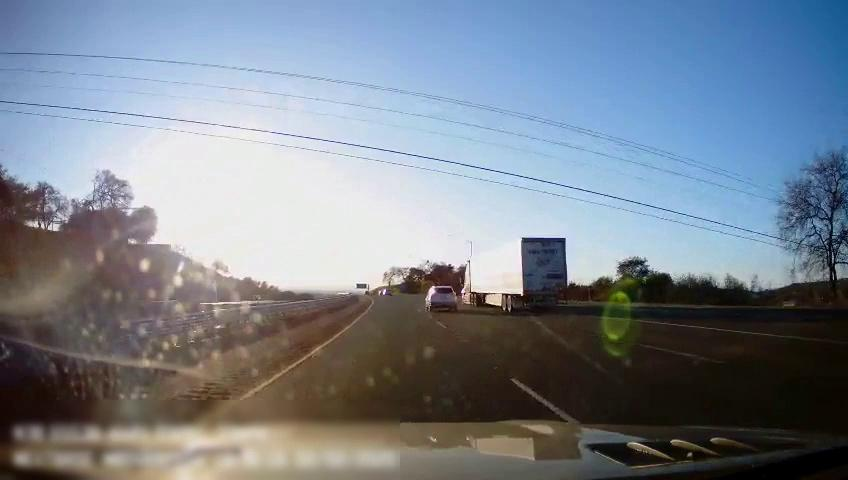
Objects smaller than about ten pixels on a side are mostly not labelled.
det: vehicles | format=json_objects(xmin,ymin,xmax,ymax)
[
  {"xmin": 460, "ymin": 236, "xmax": 569, "ymax": 313},
  {"xmin": 425, "ymin": 285, "xmax": 458, "ymax": 313}
]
